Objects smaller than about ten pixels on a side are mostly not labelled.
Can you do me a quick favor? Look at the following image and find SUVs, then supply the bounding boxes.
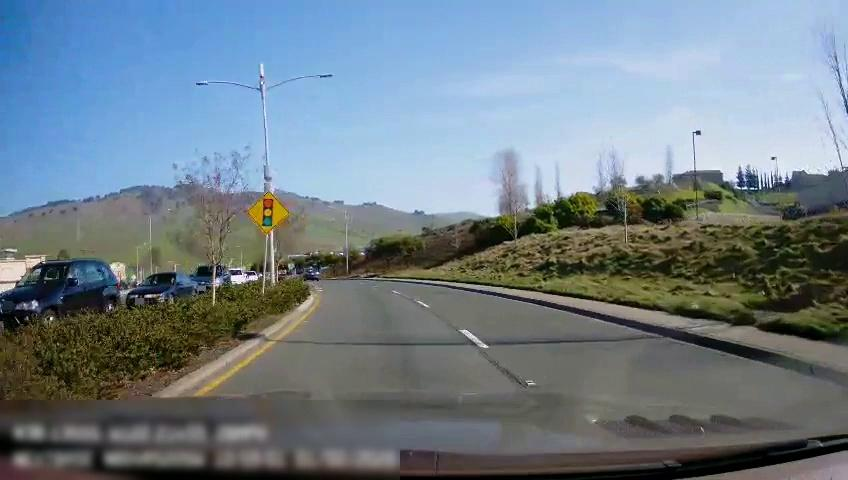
[0,257,123,331]
[190,264,234,292]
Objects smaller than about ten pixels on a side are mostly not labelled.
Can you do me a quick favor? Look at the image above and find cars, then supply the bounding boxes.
[124,271,201,308]
[243,270,260,282]
[302,267,321,281]
[225,267,248,286]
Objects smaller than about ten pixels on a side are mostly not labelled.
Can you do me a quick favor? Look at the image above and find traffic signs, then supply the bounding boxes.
[246,190,290,234]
